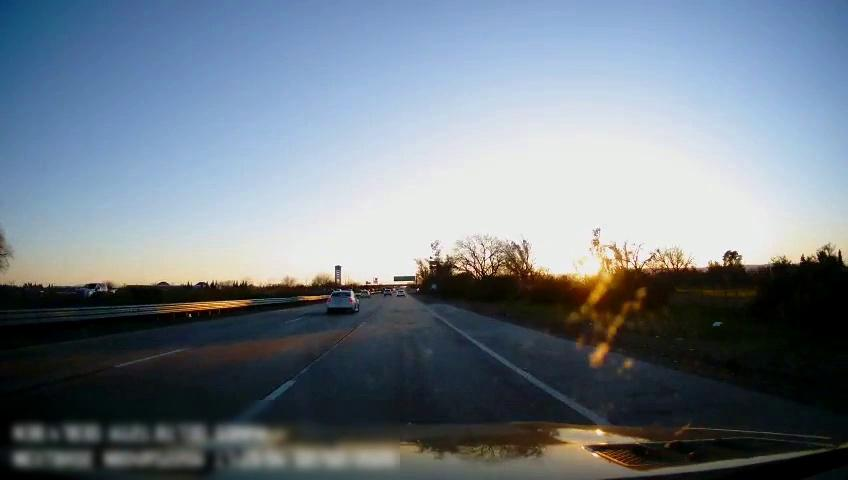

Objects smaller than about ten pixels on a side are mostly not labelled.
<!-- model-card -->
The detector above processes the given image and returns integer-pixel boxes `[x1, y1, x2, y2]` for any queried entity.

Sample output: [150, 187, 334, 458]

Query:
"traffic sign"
[394, 276, 415, 282]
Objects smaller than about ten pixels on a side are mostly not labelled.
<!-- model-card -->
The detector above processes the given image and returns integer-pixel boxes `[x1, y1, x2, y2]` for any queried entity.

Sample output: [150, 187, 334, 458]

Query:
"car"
[327, 290, 360, 315]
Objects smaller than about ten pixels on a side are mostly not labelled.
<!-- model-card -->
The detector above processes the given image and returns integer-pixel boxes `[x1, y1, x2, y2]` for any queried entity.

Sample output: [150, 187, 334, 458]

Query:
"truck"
[73, 282, 117, 301]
